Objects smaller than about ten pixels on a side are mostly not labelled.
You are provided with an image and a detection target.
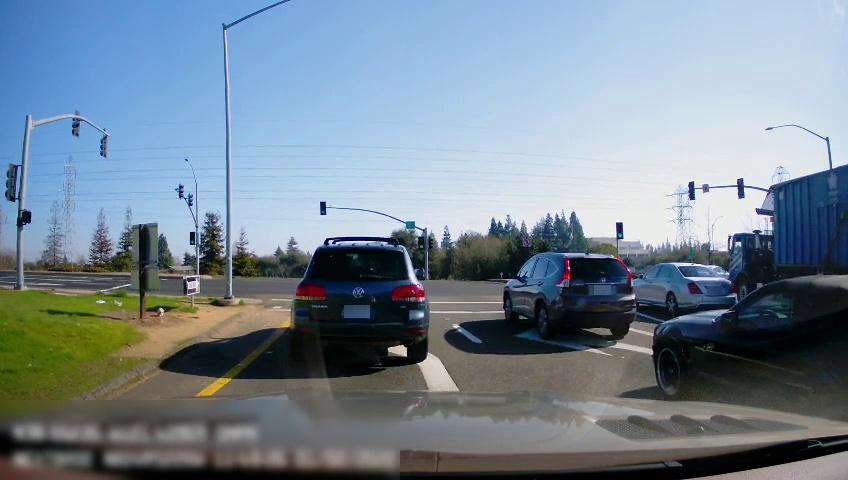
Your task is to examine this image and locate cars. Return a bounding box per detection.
[651,273,848,415]
[633,261,740,319]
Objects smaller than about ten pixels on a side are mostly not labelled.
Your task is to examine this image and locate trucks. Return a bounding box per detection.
[726,163,848,303]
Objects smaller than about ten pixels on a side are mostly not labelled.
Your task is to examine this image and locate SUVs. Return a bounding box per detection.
[288,244,431,367]
[502,252,637,340]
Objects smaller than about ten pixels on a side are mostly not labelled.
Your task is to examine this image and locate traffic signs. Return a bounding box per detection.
[405,220,416,229]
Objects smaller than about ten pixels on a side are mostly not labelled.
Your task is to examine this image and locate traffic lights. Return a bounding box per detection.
[22,209,33,224]
[417,237,425,249]
[70,112,81,137]
[190,231,197,245]
[175,184,184,200]
[320,200,327,215]
[616,221,625,241]
[4,164,17,202]
[687,180,696,202]
[429,237,435,250]
[100,137,108,160]
[187,193,194,207]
